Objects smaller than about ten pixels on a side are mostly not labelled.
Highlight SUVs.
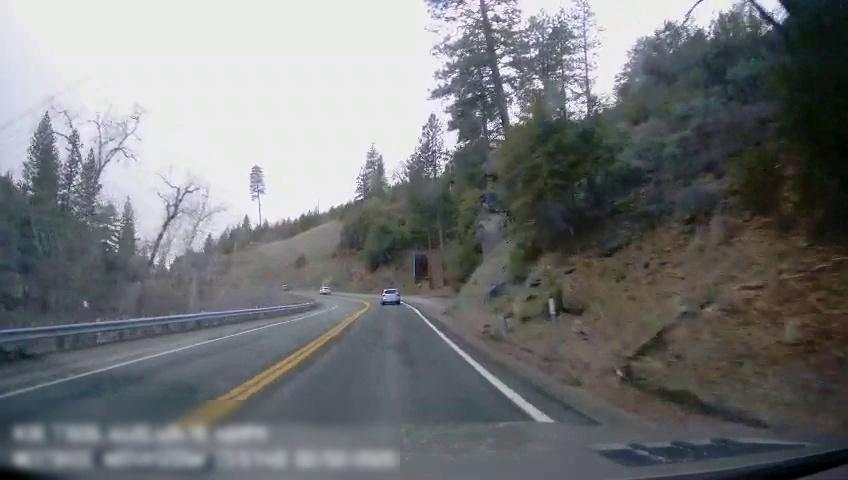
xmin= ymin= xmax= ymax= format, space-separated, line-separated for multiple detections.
xmin=319 ymin=286 xmax=331 ymax=295
xmin=381 ymin=288 xmax=400 ymax=305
